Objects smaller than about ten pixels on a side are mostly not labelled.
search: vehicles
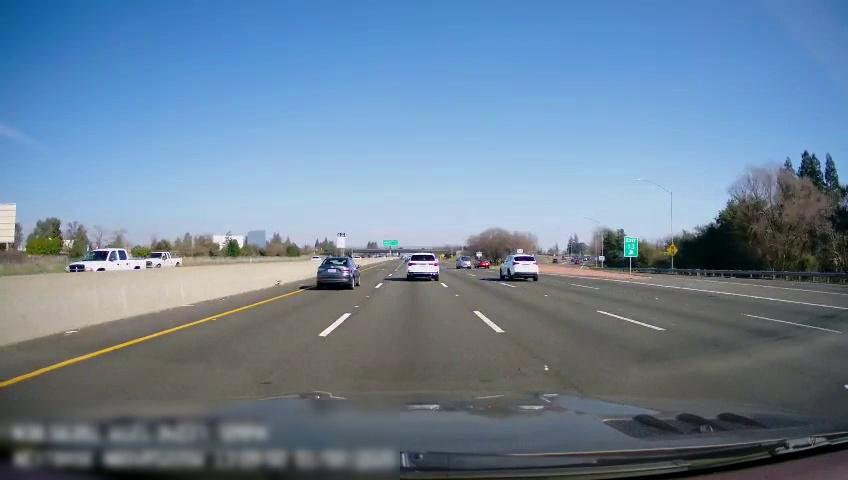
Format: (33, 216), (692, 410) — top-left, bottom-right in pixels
(66, 247), (147, 273)
(407, 253), (440, 280)
(311, 256), (322, 261)
(316, 256), (362, 291)
(144, 251), (184, 269)
(473, 257), (491, 269)
(498, 255), (540, 282)
(454, 256), (471, 270)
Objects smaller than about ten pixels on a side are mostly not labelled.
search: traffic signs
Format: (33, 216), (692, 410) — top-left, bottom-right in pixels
(382, 240), (399, 248)
(667, 243), (677, 256)
(337, 231), (346, 250)
(623, 235), (639, 258)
